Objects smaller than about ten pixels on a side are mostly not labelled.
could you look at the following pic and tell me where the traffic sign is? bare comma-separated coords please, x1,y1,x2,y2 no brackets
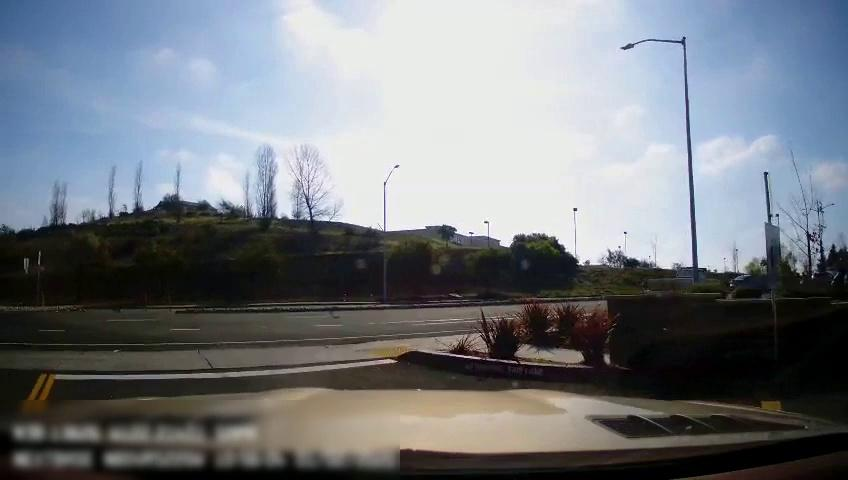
764,222,784,283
